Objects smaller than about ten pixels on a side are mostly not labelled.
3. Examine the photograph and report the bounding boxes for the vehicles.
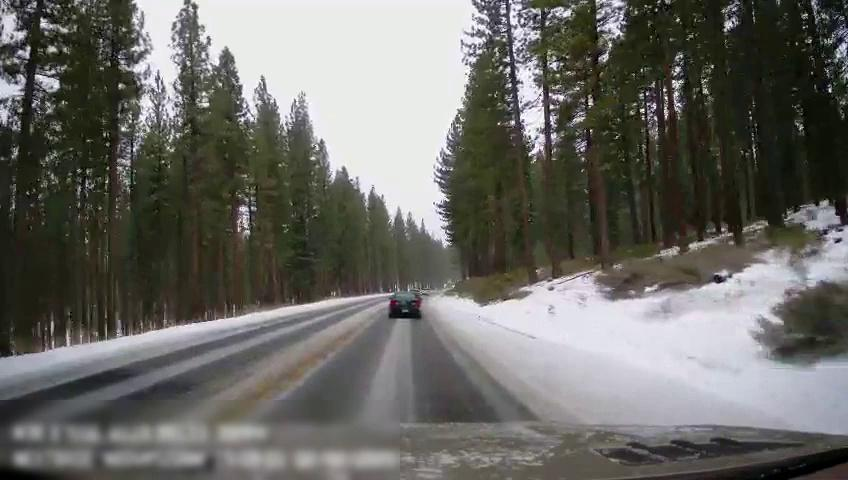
[388,291,422,319]
[409,288,421,299]
[420,288,431,297]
